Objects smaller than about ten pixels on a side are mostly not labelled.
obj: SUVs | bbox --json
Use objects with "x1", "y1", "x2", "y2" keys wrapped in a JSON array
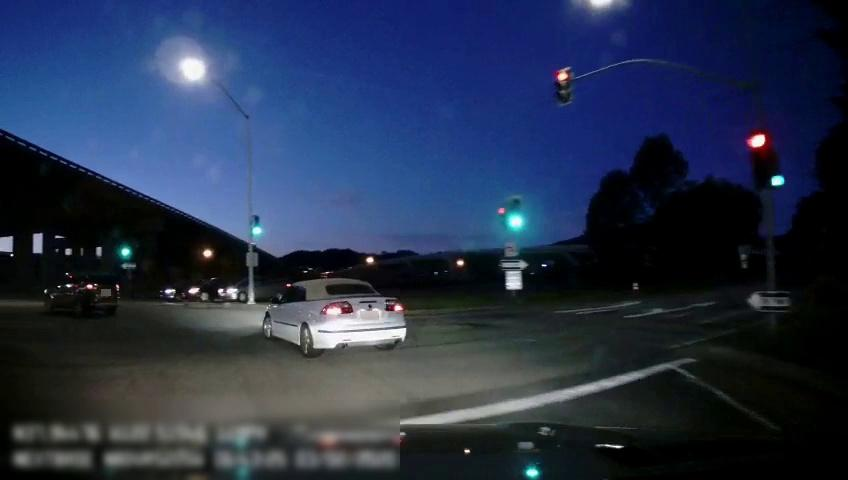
[{"x1": 43, "y1": 271, "x2": 122, "y2": 321}]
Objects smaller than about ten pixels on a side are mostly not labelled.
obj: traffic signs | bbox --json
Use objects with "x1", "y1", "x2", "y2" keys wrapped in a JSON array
[
  {"x1": 499, "y1": 259, "x2": 529, "y2": 272},
  {"x1": 505, "y1": 270, "x2": 522, "y2": 290},
  {"x1": 747, "y1": 290, "x2": 791, "y2": 313},
  {"x1": 123, "y1": 261, "x2": 136, "y2": 269}
]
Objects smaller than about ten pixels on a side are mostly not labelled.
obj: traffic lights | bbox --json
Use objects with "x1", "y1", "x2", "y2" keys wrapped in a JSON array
[
  {"x1": 554, "y1": 67, "x2": 574, "y2": 107},
  {"x1": 770, "y1": 151, "x2": 785, "y2": 187},
  {"x1": 508, "y1": 195, "x2": 523, "y2": 230},
  {"x1": 252, "y1": 215, "x2": 262, "y2": 238},
  {"x1": 748, "y1": 128, "x2": 769, "y2": 189},
  {"x1": 119, "y1": 243, "x2": 131, "y2": 261}
]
